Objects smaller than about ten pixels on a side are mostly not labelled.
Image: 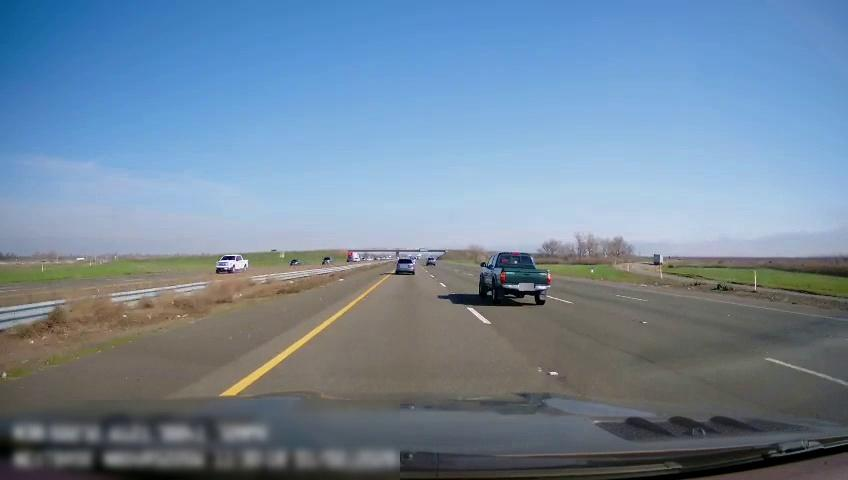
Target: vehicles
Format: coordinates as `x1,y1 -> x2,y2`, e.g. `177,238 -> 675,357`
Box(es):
321,256 -> 335,265
479,252 -> 553,305
289,259 -> 302,267
653,253 -> 664,265
425,258 -> 435,267
216,254 -> 249,274
395,257 -> 416,275
346,251 -> 358,263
